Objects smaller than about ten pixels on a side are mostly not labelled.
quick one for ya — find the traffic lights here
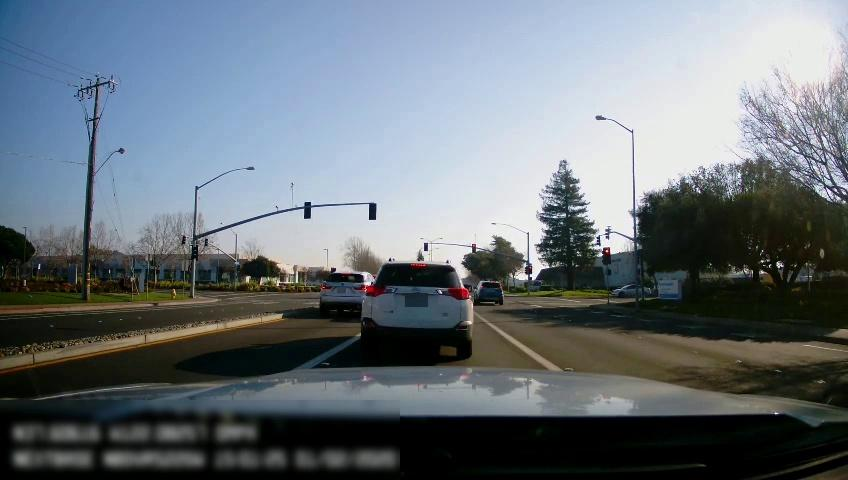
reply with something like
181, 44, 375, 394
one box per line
595, 234, 602, 248
527, 264, 534, 275
604, 226, 611, 241
471, 242, 477, 254
303, 201, 312, 220
368, 201, 377, 221
602, 246, 612, 265
193, 245, 199, 261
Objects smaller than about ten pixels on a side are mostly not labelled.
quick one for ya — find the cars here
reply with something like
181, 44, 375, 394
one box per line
611, 282, 652, 299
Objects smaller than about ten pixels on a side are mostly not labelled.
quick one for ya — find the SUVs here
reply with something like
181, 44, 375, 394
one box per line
472, 280, 504, 305
319, 271, 375, 314
360, 257, 474, 361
